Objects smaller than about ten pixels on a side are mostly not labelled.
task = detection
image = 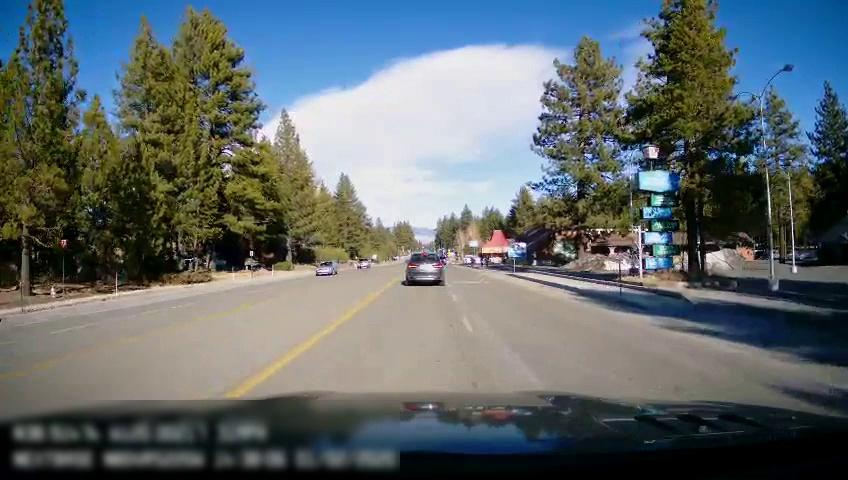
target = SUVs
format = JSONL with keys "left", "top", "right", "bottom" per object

{"left": 356, "top": 257, "right": 372, "bottom": 270}
{"left": 406, "top": 251, "right": 444, "bottom": 285}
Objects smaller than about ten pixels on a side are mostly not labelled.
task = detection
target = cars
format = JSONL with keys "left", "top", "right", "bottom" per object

{"left": 315, "top": 260, "right": 336, "bottom": 277}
